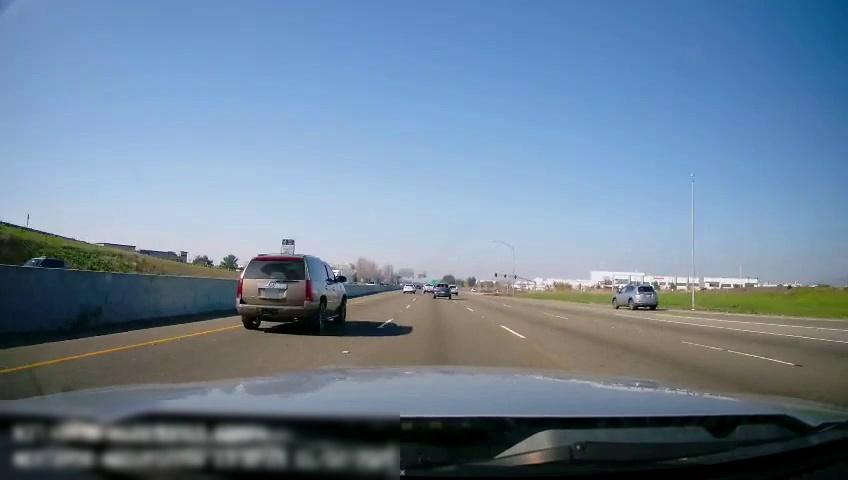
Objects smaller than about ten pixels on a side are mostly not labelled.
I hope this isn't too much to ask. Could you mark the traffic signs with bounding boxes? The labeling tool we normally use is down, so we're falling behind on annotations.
[281,238,295,260]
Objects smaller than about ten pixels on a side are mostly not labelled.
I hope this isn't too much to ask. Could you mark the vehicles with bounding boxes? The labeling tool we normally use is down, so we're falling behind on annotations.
[446,284,459,296]
[21,255,69,270]
[433,283,452,300]
[234,252,348,335]
[422,283,435,295]
[611,284,658,311]
[403,283,416,295]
